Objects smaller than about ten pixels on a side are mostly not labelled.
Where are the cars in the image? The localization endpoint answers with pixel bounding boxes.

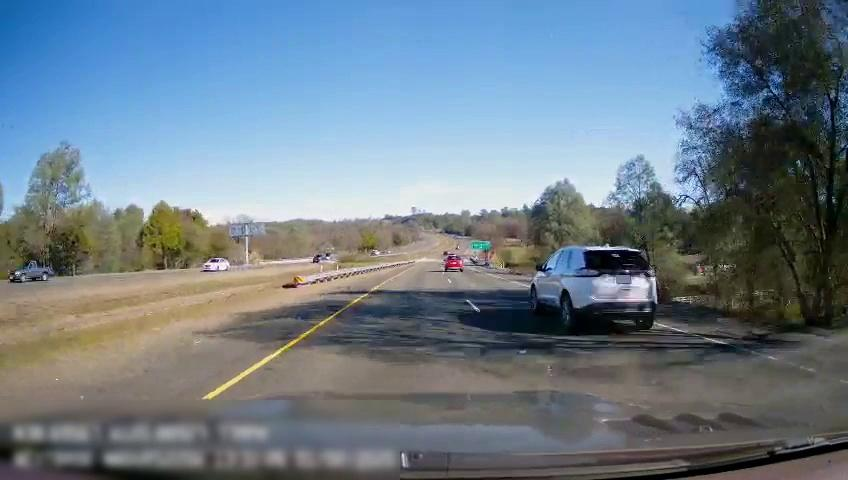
[201,258,231,273]
[445,256,464,273]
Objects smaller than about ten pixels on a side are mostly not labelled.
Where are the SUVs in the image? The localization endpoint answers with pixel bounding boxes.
[527,243,658,333]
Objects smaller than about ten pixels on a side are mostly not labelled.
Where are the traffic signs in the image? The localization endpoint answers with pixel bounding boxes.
[470,240,492,251]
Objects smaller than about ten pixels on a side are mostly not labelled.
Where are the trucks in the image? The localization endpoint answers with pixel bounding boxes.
[8,259,53,282]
